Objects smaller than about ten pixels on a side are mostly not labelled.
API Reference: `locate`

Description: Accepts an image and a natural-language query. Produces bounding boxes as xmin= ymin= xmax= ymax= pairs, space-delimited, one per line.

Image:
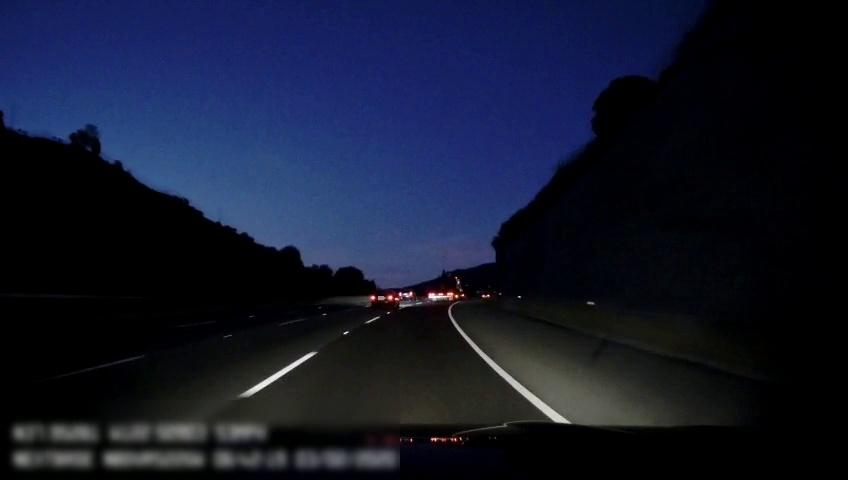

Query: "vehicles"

xmin=427 ymin=271 xmax=462 ymax=304
xmin=398 ymin=288 xmax=417 ymax=302
xmin=370 ymin=289 xmax=400 ymax=312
